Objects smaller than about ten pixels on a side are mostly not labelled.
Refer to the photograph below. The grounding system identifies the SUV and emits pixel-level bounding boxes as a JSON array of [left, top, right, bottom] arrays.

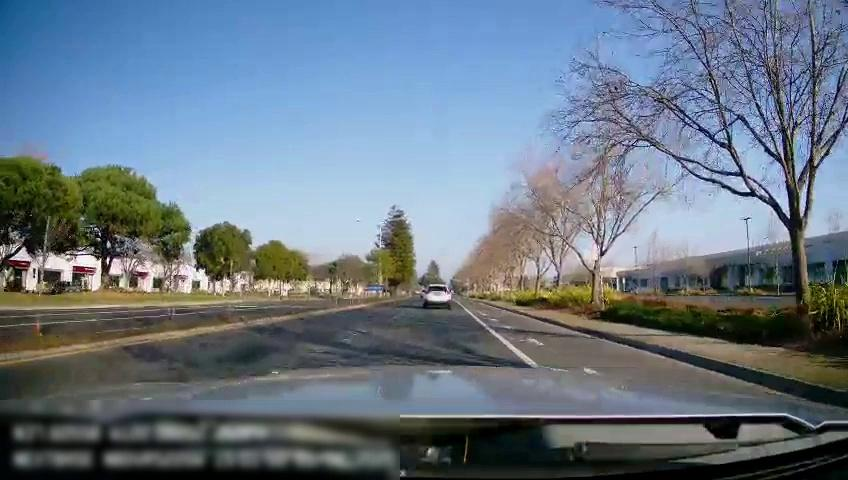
[[421, 283, 453, 310]]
